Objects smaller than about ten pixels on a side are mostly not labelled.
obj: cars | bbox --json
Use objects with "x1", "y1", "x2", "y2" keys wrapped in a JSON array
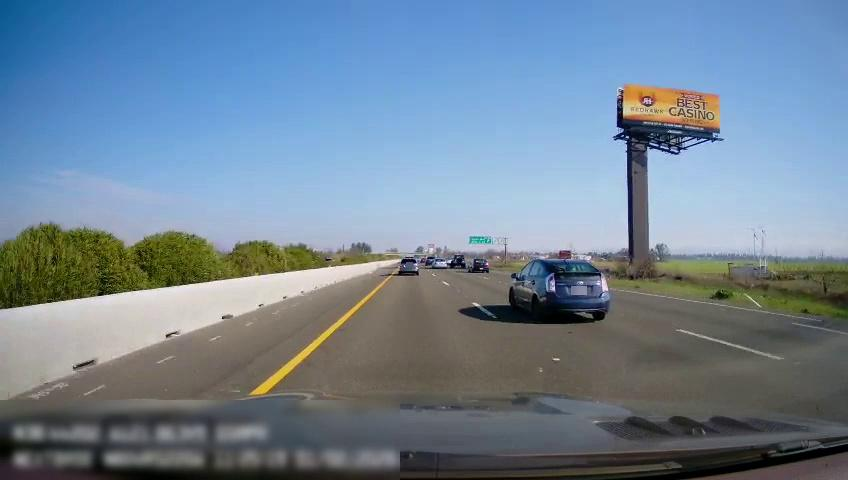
[
  {"x1": 432, "y1": 257, "x2": 447, "y2": 269},
  {"x1": 448, "y1": 253, "x2": 467, "y2": 268},
  {"x1": 466, "y1": 258, "x2": 489, "y2": 274},
  {"x1": 398, "y1": 257, "x2": 419, "y2": 275},
  {"x1": 508, "y1": 257, "x2": 611, "y2": 322}
]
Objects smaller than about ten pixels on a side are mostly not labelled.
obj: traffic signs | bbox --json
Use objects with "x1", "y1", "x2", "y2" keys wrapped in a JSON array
[{"x1": 469, "y1": 236, "x2": 492, "y2": 244}]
